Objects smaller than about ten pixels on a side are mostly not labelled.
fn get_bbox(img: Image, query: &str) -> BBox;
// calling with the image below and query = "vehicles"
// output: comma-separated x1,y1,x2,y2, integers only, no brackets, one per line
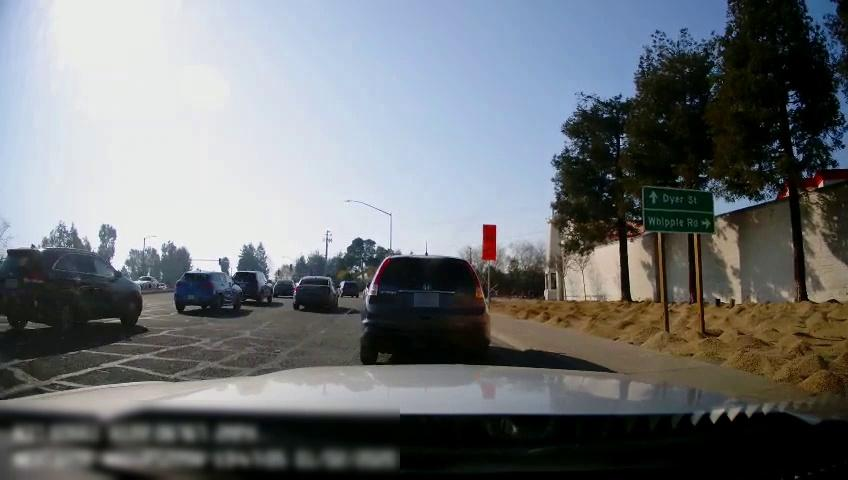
359,255,487,364
293,275,339,314
0,248,143,339
134,276,160,290
175,271,242,316
273,279,295,298
231,270,275,304
337,280,359,298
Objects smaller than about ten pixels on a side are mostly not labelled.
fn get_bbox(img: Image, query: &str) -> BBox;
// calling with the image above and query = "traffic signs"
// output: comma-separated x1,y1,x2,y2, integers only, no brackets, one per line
640,184,717,234
482,223,497,262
